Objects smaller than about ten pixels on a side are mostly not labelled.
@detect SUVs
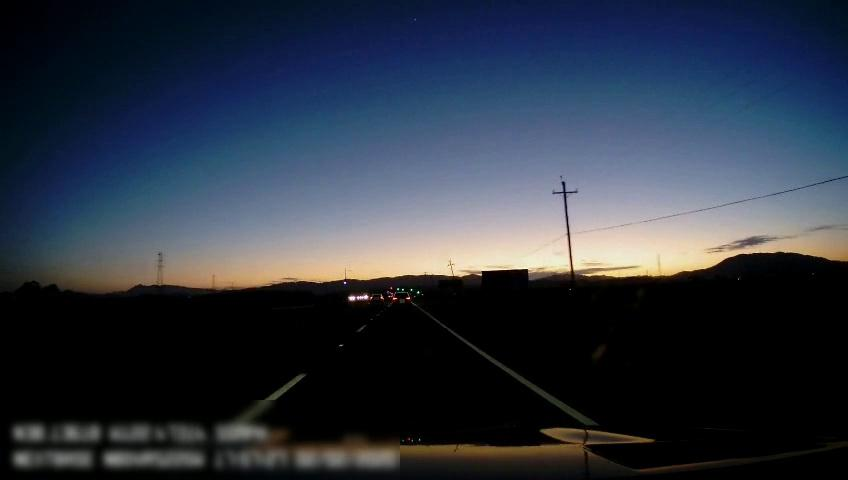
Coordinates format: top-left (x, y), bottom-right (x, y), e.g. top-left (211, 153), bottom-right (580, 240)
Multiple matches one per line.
top-left (392, 291), bottom-right (412, 309)
top-left (370, 293), bottom-right (385, 305)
